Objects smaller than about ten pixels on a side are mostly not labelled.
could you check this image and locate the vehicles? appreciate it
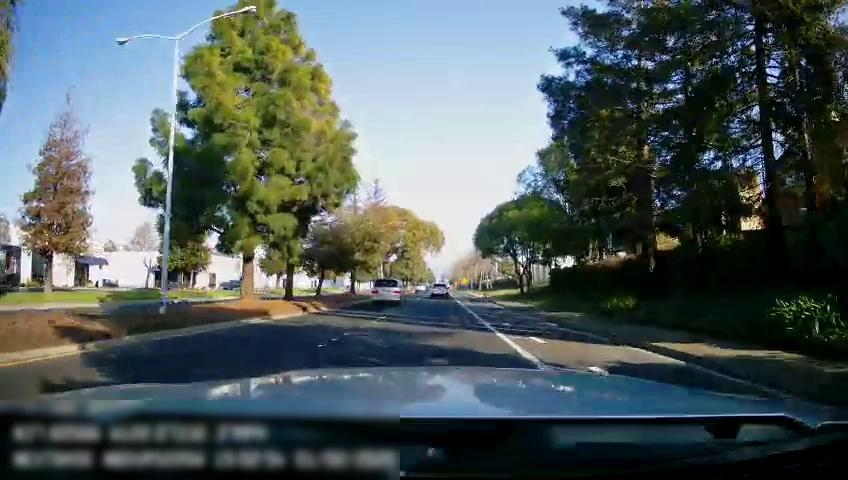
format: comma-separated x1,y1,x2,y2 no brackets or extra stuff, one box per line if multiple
369,277,407,304
429,282,450,300
415,282,427,293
